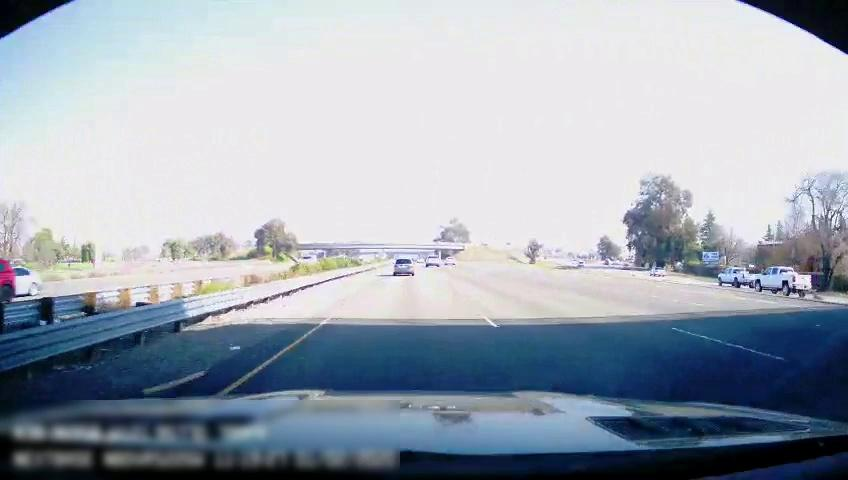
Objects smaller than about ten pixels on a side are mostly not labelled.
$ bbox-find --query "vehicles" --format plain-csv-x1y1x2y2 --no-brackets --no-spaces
649,266,666,278
392,258,415,277
752,266,812,298
0,257,17,302
424,254,441,268
11,265,46,298
298,254,317,264
717,266,759,289
620,262,633,271
443,256,457,266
